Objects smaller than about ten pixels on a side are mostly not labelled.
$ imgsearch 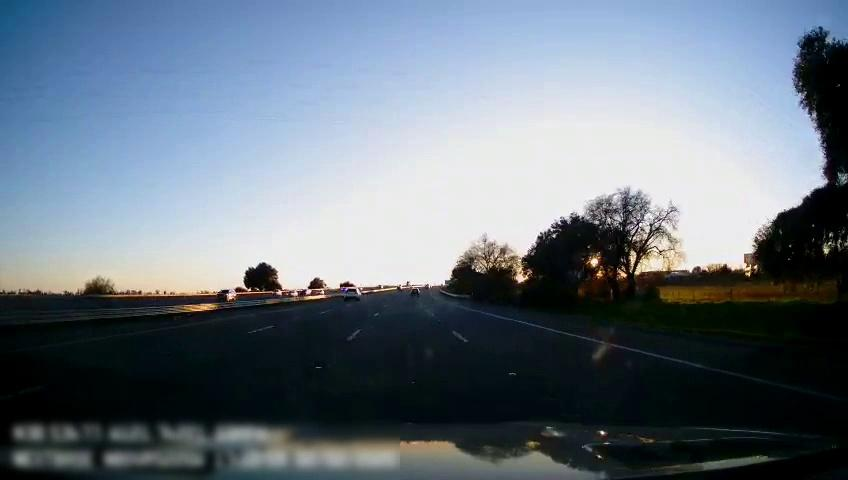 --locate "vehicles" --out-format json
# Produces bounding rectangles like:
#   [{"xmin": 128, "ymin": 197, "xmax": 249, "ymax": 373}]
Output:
[
  {"xmin": 216, "ymin": 289, "xmax": 237, "ymax": 302},
  {"xmin": 344, "ymin": 286, "xmax": 363, "ymax": 301},
  {"xmin": 410, "ymin": 288, "xmax": 420, "ymax": 296},
  {"xmin": 297, "ymin": 289, "xmax": 311, "ymax": 297}
]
